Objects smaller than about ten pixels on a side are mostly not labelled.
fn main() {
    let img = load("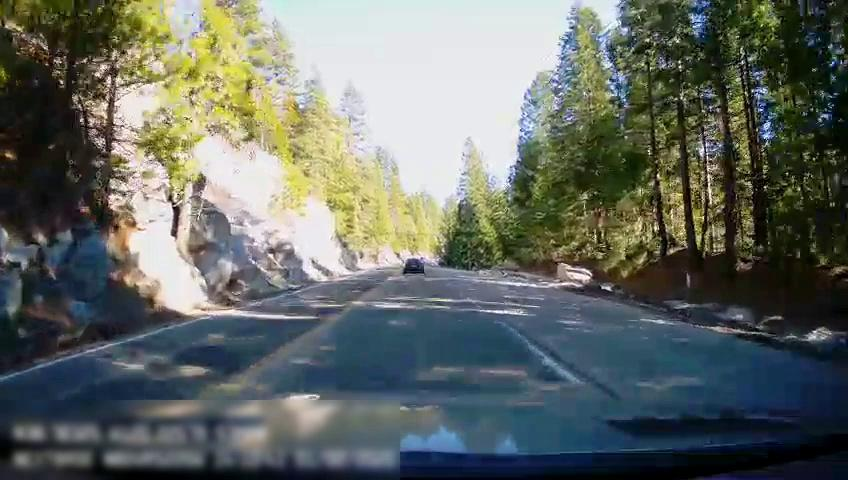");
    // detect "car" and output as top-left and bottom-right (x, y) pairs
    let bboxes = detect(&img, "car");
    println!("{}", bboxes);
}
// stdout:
(402, 256), (425, 274)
